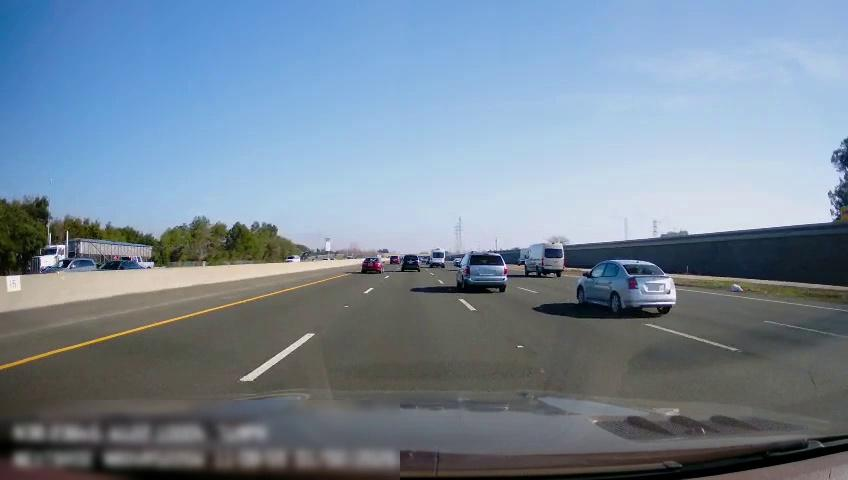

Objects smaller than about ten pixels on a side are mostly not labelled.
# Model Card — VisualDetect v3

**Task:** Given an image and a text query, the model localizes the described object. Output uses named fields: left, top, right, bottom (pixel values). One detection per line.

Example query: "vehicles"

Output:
left=454, top=250, right=508, bottom=293
left=112, top=253, right=155, bottom=269
left=40, top=256, right=98, bottom=274
left=29, top=228, right=153, bottom=275
left=517, top=249, right=530, bottom=268
left=428, top=248, right=446, bottom=269
left=524, top=242, right=565, bottom=278
left=401, top=254, right=421, bottom=272
left=389, top=255, right=400, bottom=265
left=284, top=254, right=301, bottom=263
left=575, top=259, right=677, bottom=315
left=361, top=257, right=386, bottom=274
left=98, top=259, right=144, bottom=272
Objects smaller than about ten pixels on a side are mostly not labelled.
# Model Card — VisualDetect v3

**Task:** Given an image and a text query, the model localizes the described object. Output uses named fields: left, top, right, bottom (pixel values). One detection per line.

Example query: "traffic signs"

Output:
left=324, top=236, right=331, bottom=252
